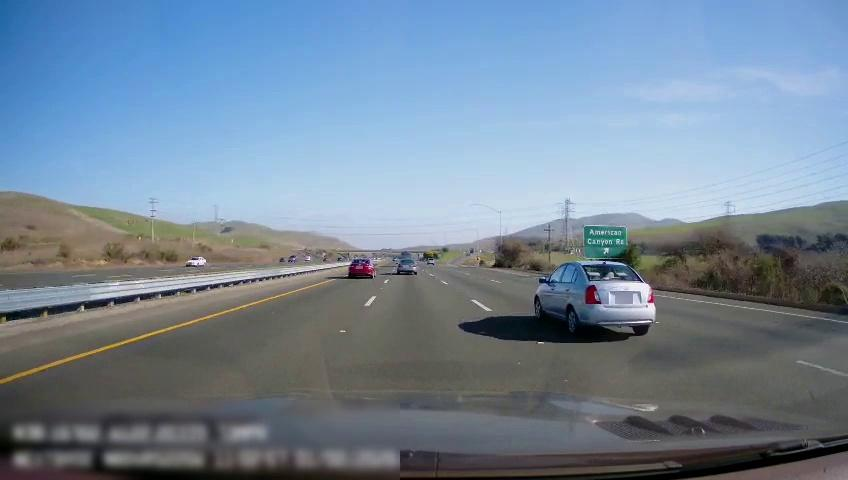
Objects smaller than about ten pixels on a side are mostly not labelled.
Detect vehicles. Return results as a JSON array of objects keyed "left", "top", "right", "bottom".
[
  {"left": 287, "top": 255, "right": 300, "bottom": 263},
  {"left": 532, "top": 260, "right": 656, "bottom": 338},
  {"left": 348, "top": 257, "right": 377, "bottom": 279},
  {"left": 395, "top": 256, "right": 418, "bottom": 275},
  {"left": 185, "top": 256, "right": 207, "bottom": 268}
]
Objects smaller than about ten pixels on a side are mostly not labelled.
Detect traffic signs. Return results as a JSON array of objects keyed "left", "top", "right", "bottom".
[{"left": 583, "top": 225, "right": 628, "bottom": 259}]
